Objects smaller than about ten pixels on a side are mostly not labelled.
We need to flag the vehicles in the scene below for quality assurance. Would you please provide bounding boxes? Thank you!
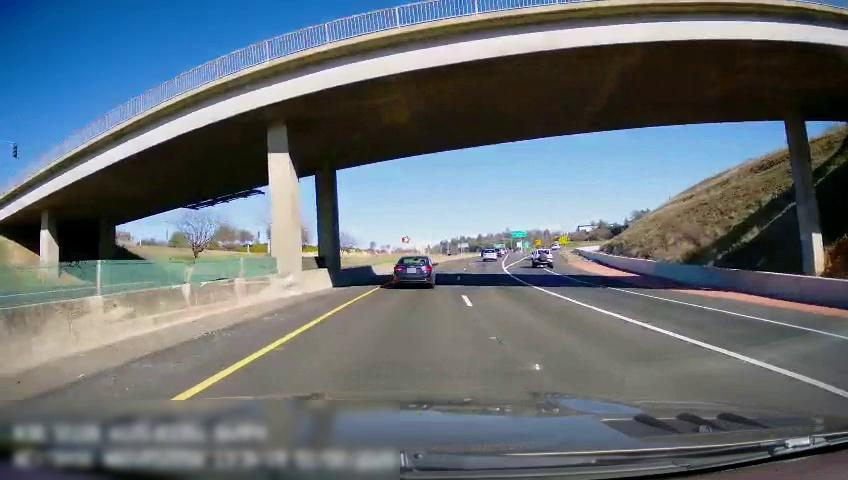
[495,247,504,257]
[392,254,434,290]
[551,244,560,251]
[481,248,499,263]
[531,248,554,269]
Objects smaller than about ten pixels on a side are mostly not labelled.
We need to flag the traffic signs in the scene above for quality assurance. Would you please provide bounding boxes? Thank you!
[559,233,569,246]
[513,231,525,237]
